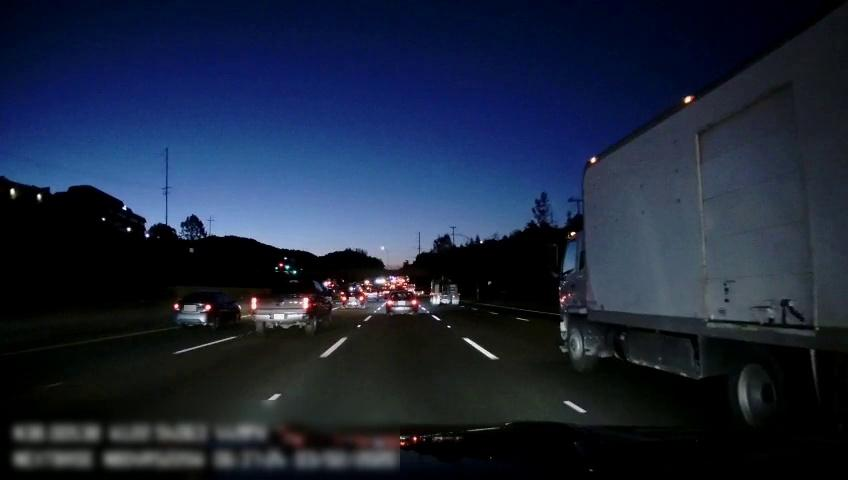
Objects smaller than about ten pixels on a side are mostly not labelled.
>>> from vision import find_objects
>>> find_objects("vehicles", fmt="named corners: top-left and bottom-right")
top-left (428, 281), bottom-right (459, 308)
top-left (384, 290), bottom-right (421, 321)
top-left (173, 289), bottom-right (243, 335)
top-left (340, 288), bottom-right (366, 308)
top-left (362, 287), bottom-right (381, 302)
top-left (556, 2), bottom-right (848, 434)
top-left (252, 279), bottom-right (335, 337)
